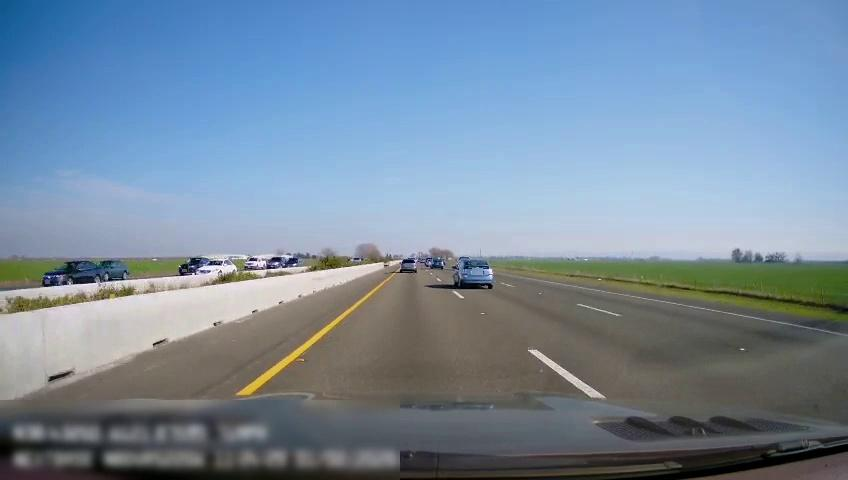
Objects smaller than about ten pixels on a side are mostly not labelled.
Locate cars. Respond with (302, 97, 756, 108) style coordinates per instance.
(429, 258, 444, 270)
(399, 258, 417, 274)
(41, 260, 106, 287)
(196, 259, 239, 276)
(96, 260, 129, 282)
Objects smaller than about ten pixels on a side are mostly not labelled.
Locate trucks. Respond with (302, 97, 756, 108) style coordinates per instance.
(243, 256, 267, 270)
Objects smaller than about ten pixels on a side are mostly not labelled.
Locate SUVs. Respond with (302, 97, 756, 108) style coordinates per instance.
(266, 256, 290, 269)
(178, 257, 210, 276)
(453, 258, 493, 290)
(283, 257, 305, 268)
